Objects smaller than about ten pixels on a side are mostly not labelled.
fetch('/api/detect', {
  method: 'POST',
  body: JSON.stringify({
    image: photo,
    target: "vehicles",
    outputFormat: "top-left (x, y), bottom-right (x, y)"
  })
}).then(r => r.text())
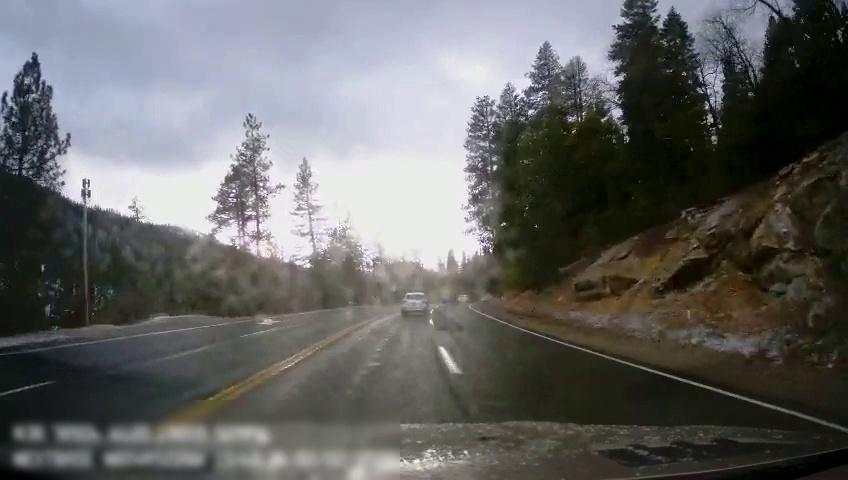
top-left (457, 295), bottom-right (469, 305)
top-left (402, 292), bottom-right (429, 316)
